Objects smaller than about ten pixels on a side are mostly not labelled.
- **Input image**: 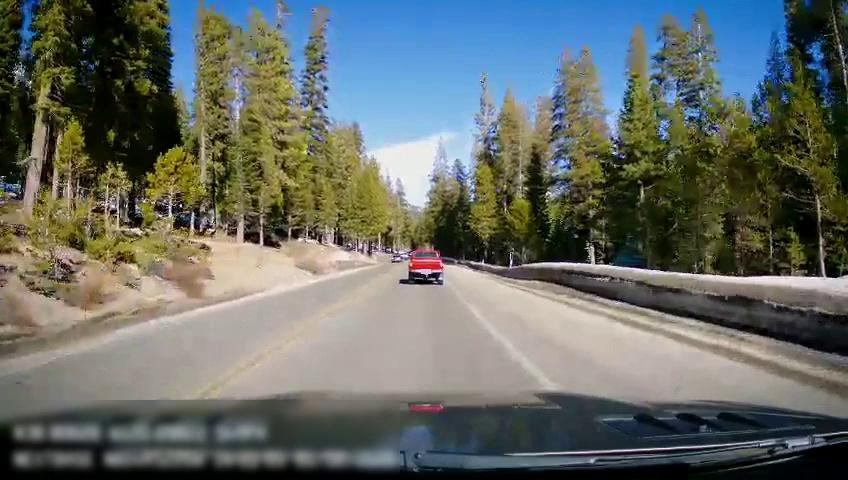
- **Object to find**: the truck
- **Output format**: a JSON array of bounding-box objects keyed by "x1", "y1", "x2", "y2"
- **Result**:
[{"x1": 408, "y1": 249, "x2": 445, "y2": 285}]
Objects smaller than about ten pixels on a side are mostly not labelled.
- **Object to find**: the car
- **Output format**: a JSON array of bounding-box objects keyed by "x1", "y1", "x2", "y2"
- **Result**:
[{"x1": 390, "y1": 254, "x2": 403, "y2": 263}]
